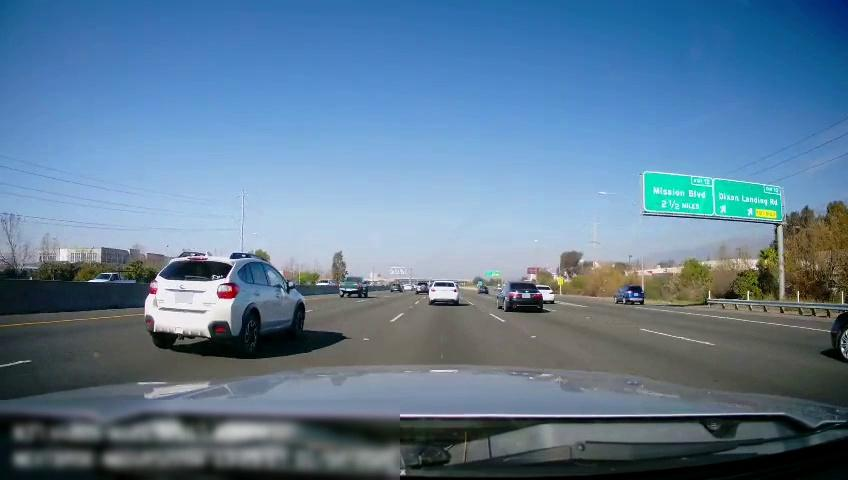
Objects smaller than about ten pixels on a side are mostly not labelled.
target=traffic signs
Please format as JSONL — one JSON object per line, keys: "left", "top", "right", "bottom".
{"left": 486, "top": 270, "right": 504, "bottom": 280}
{"left": 714, "top": 176, "right": 784, "bottom": 225}
{"left": 642, "top": 169, "right": 714, "bottom": 218}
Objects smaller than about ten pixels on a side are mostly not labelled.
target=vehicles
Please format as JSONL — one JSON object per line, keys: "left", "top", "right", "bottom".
{"left": 390, "top": 283, "right": 404, "bottom": 293}
{"left": 830, "top": 310, "right": 848, "bottom": 364}
{"left": 429, "top": 280, "right": 460, "bottom": 306}
{"left": 533, "top": 284, "right": 555, "bottom": 304}
{"left": 415, "top": 282, "right": 431, "bottom": 295}
{"left": 403, "top": 284, "right": 413, "bottom": 291}
{"left": 87, "top": 270, "right": 138, "bottom": 285}
{"left": 339, "top": 276, "right": 369, "bottom": 298}
{"left": 477, "top": 285, "right": 489, "bottom": 295}
{"left": 143, "top": 250, "right": 307, "bottom": 354}
{"left": 613, "top": 284, "right": 645, "bottom": 305}
{"left": 314, "top": 278, "right": 337, "bottom": 288}
{"left": 496, "top": 281, "right": 545, "bottom": 313}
